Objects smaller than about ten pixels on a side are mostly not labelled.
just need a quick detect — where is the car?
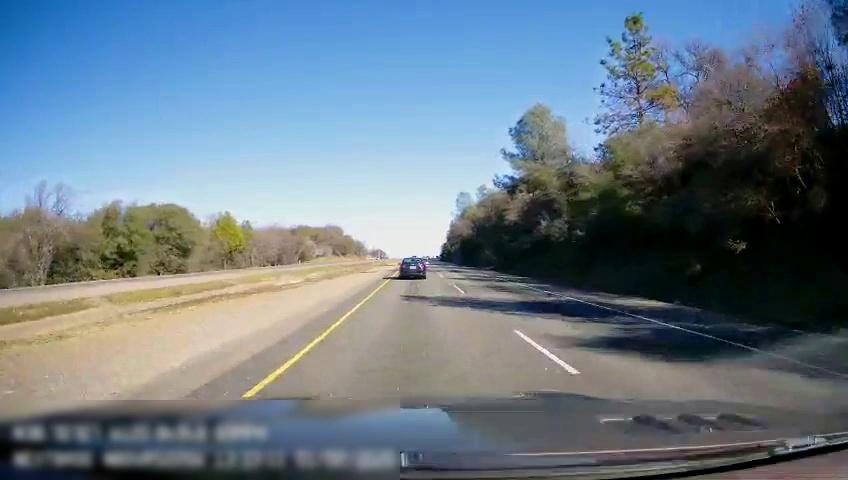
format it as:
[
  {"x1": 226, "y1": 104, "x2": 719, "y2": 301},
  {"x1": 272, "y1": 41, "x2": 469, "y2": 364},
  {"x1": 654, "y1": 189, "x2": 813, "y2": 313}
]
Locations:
[{"x1": 399, "y1": 257, "x2": 427, "y2": 280}]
